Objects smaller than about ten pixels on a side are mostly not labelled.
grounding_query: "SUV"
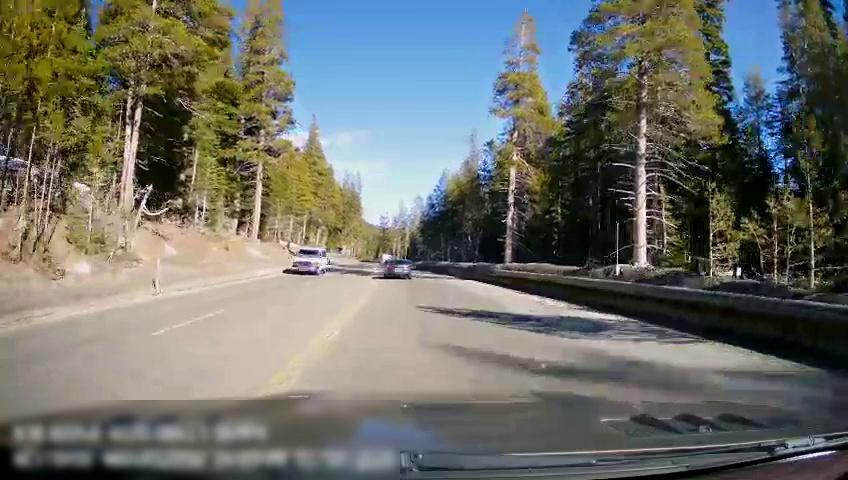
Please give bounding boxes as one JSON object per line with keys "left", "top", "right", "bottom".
{"left": 290, "top": 246, "right": 328, "bottom": 276}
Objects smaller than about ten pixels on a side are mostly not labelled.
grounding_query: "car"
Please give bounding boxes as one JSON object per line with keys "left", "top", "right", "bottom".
{"left": 383, "top": 257, "right": 413, "bottom": 280}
